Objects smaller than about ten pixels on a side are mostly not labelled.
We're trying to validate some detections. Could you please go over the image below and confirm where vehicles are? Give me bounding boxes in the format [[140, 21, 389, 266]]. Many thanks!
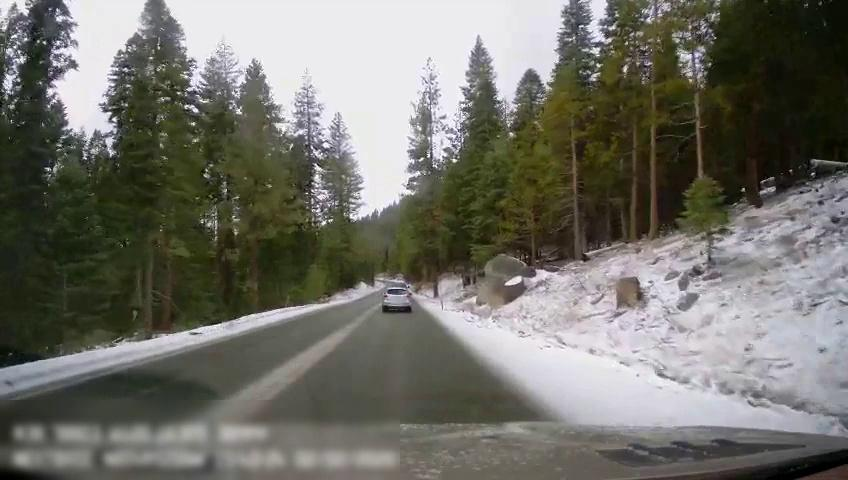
[[390, 284, 408, 290], [382, 288, 413, 313]]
